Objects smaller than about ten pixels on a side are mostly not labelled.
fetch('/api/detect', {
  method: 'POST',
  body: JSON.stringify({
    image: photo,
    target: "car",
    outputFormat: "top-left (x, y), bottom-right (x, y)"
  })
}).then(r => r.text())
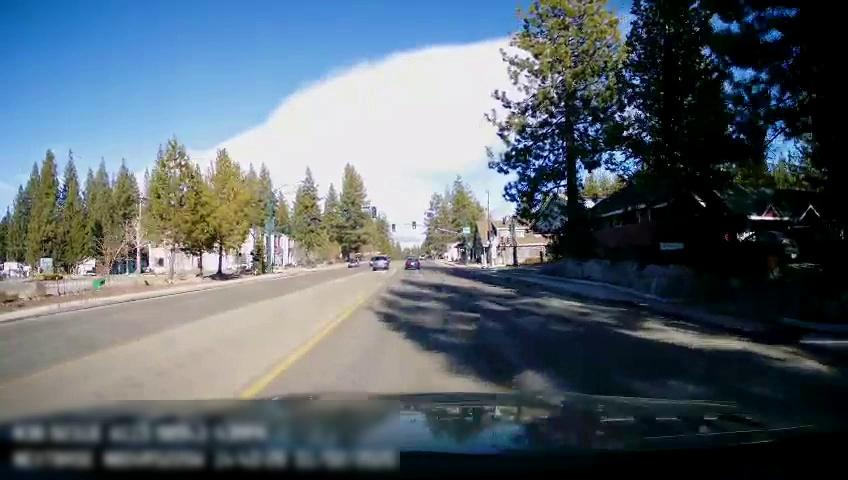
top-left (406, 258), bottom-right (420, 270)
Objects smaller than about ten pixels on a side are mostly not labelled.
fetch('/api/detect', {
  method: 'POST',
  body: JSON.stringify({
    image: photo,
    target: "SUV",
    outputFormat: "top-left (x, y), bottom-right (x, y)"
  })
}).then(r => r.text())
top-left (371, 255), bottom-right (389, 271)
